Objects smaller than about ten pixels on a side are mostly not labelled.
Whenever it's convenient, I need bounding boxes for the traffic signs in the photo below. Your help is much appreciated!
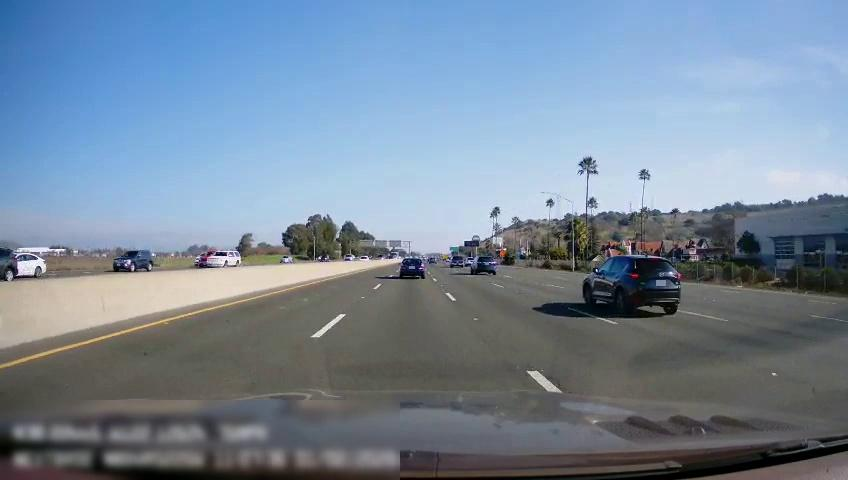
[359,239,374,249]
[375,239,387,249]
[449,246,460,253]
[389,239,402,248]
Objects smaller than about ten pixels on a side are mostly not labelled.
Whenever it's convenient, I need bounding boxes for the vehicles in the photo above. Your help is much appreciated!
[398,258,425,280]
[450,255,464,268]
[198,249,219,267]
[359,255,371,262]
[317,254,332,263]
[581,254,683,315]
[205,250,243,269]
[464,256,475,268]
[112,249,154,273]
[343,253,355,262]
[471,255,496,276]
[280,254,293,264]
